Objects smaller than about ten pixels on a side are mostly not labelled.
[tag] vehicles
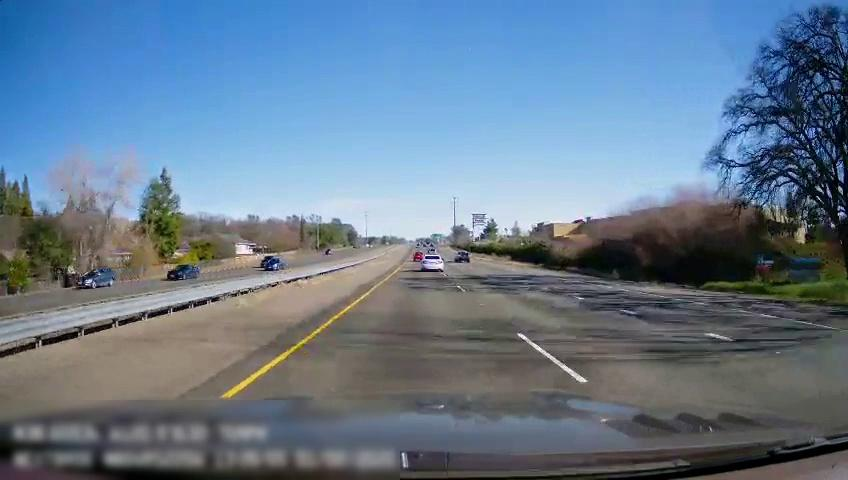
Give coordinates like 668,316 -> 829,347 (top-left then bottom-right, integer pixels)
324,249 -> 333,255
458,252 -> 471,263
259,255 -> 278,268
263,258 -> 285,271
412,251 -> 425,262
76,267 -> 115,290
166,264 -> 200,281
420,254 -> 444,273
